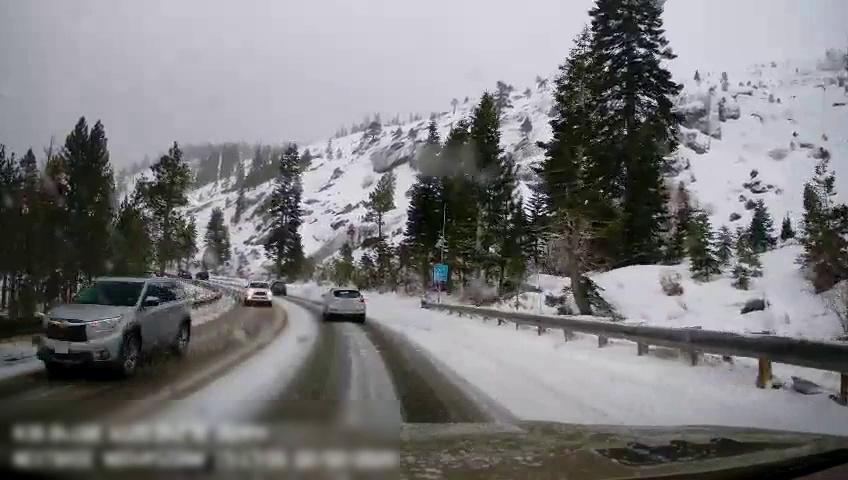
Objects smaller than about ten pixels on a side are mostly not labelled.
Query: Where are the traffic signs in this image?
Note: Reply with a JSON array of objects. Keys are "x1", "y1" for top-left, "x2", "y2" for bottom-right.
[{"x1": 434, "y1": 264, "x2": 448, "y2": 282}]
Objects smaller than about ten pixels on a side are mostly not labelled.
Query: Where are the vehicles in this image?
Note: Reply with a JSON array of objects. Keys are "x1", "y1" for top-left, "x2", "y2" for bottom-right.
[
  {"x1": 269, "y1": 281, "x2": 287, "y2": 297},
  {"x1": 321, "y1": 287, "x2": 366, "y2": 323},
  {"x1": 244, "y1": 281, "x2": 273, "y2": 306},
  {"x1": 36, "y1": 277, "x2": 193, "y2": 380},
  {"x1": 195, "y1": 271, "x2": 209, "y2": 281}
]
